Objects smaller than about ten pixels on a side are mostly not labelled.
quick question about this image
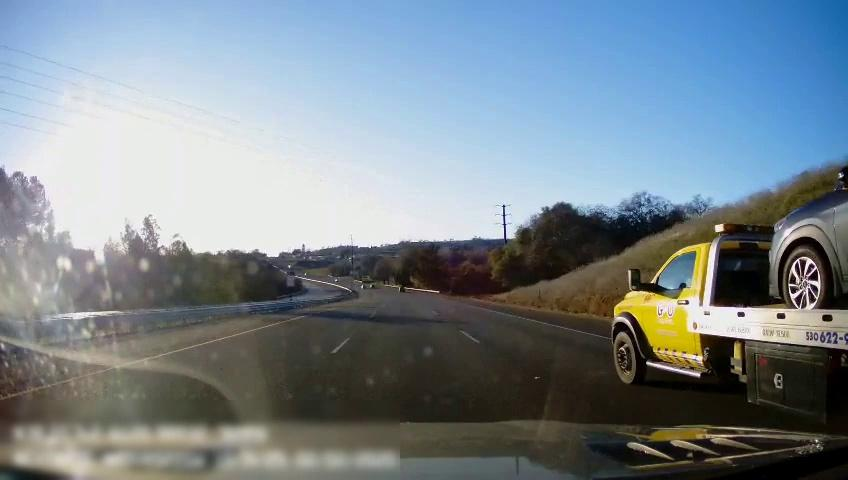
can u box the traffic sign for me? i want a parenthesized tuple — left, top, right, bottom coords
(287, 271, 295, 288)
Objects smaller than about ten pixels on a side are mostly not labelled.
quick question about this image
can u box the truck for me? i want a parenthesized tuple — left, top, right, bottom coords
(611, 165, 848, 426)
